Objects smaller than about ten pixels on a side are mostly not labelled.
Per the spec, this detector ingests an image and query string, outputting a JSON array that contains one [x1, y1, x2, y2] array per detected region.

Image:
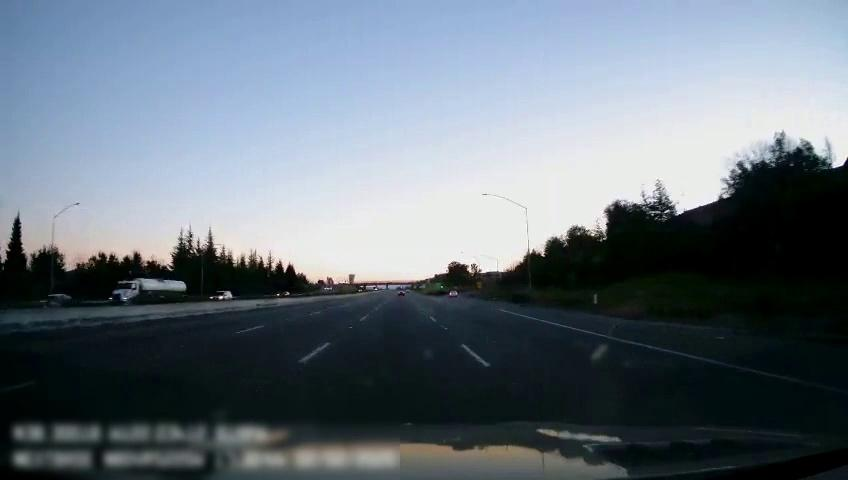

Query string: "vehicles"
[[208, 290, 233, 302], [109, 278, 187, 306], [41, 293, 72, 309]]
